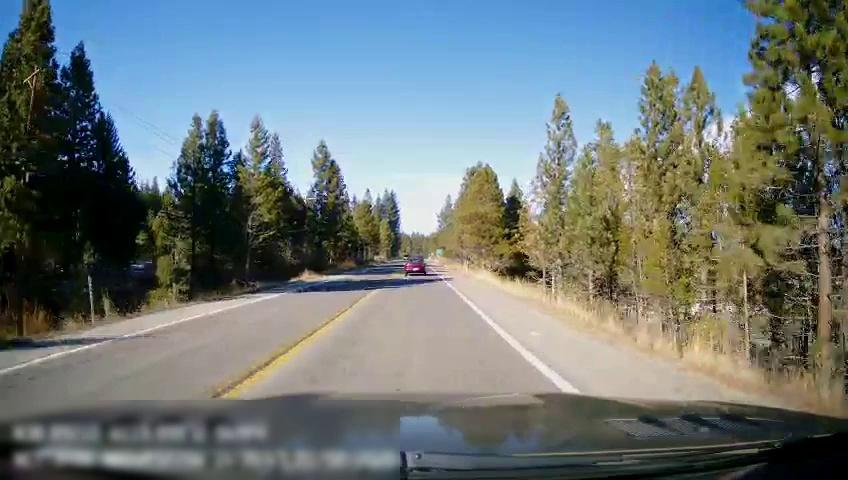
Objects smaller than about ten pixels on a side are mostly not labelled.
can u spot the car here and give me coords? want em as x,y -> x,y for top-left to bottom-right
404,257 -> 427,276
